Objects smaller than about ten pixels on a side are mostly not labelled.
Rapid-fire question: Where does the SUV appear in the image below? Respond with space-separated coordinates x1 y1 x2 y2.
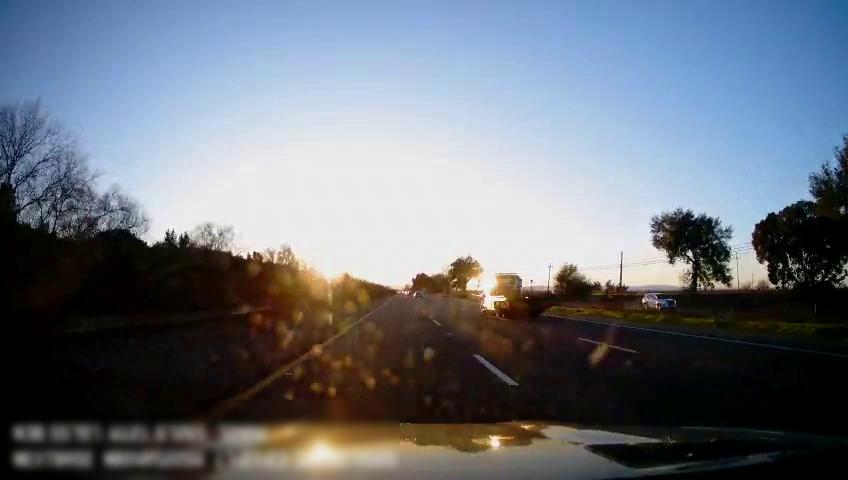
641 293 677 312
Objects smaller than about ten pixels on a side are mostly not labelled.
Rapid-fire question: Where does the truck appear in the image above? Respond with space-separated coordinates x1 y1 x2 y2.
481 273 564 321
